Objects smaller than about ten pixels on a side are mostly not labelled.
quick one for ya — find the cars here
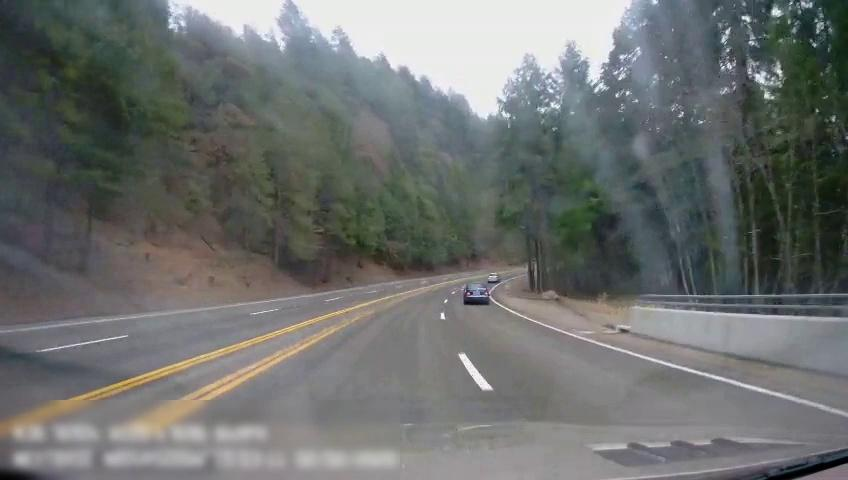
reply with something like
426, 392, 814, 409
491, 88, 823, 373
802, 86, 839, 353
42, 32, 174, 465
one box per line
463, 283, 489, 305
487, 272, 501, 283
